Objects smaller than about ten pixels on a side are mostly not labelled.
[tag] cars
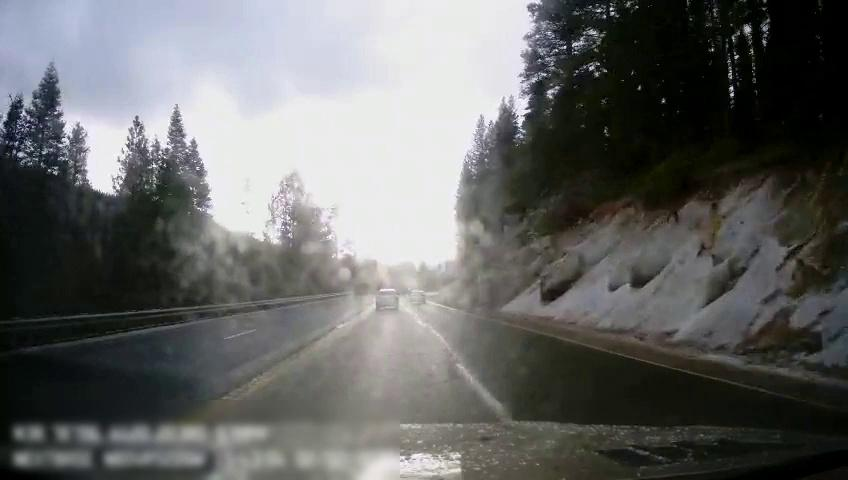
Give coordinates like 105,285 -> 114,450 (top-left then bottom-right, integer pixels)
410,290 -> 426,304
376,288 -> 400,310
